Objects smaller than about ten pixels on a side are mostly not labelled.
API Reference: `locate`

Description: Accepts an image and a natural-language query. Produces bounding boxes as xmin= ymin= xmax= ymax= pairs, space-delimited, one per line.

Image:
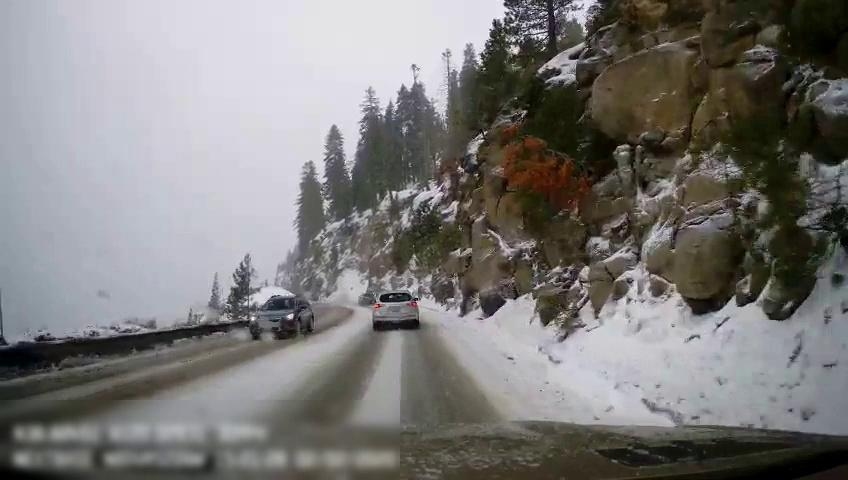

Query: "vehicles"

xmin=372 ymin=289 xmax=421 ymax=331
xmin=357 ymin=291 xmax=378 ymax=307
xmin=249 ymin=295 xmax=317 ymax=342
